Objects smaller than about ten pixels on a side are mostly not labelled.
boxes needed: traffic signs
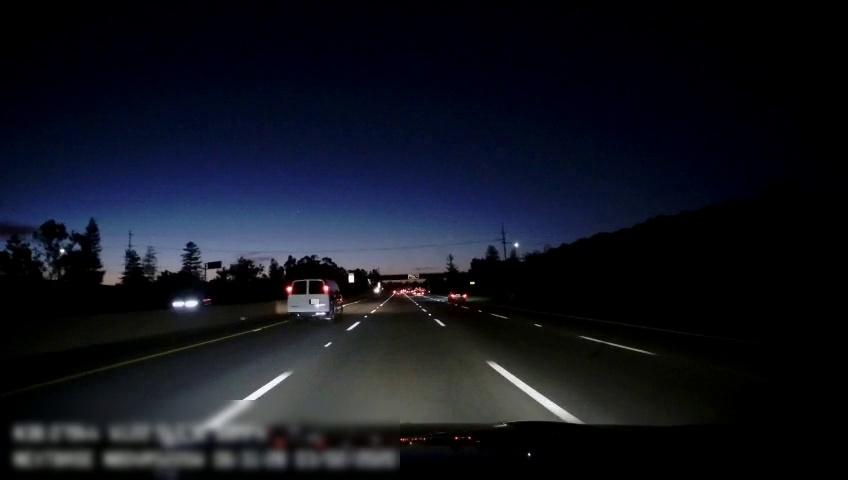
[407,273,420,279]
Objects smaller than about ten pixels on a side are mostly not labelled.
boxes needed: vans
[287,277,345,322]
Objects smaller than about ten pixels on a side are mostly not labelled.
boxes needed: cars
[170,289,212,311]
[447,289,469,304]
